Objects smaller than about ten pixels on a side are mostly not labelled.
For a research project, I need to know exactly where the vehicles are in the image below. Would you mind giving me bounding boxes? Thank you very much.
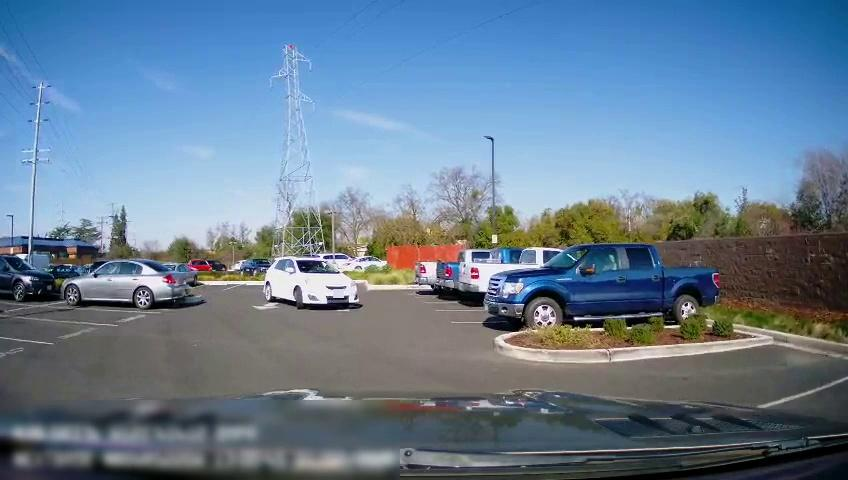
[88,260,111,274]
[316,253,353,269]
[415,248,498,293]
[61,259,186,310]
[436,248,526,299]
[16,253,49,272]
[163,263,198,287]
[206,259,227,273]
[240,258,274,278]
[484,242,721,335]
[187,259,213,274]
[345,256,388,272]
[264,256,360,310]
[49,265,81,281]
[0,254,55,303]
[234,260,246,271]
[458,248,565,304]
